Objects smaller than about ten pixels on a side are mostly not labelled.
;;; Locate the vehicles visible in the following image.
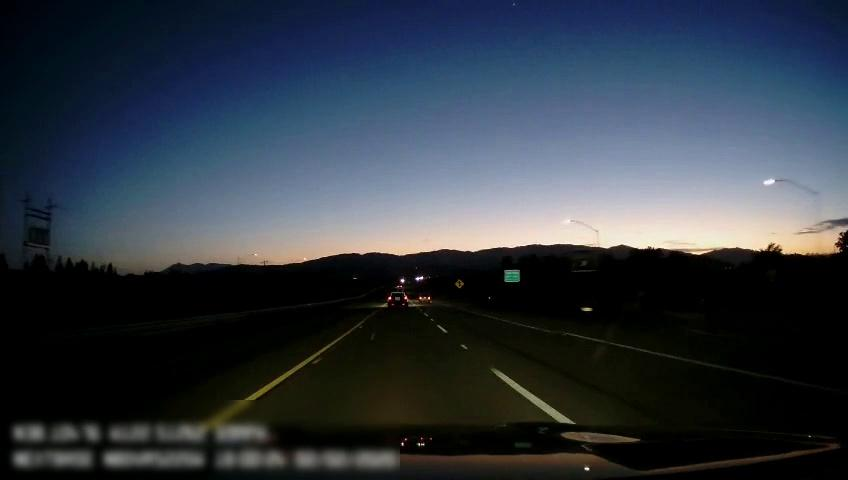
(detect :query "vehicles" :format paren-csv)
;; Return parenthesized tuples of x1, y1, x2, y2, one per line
(388, 293, 408, 308)
(418, 293, 431, 303)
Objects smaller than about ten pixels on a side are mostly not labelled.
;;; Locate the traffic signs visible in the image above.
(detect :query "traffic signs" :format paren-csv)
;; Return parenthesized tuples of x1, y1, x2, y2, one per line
(503, 268, 522, 284)
(453, 279, 465, 290)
